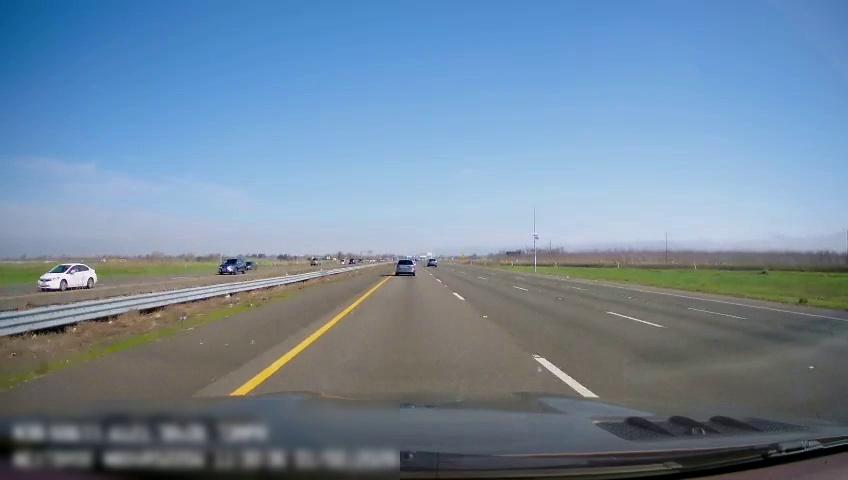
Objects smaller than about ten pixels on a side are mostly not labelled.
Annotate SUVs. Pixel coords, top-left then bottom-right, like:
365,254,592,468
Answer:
427,259,438,268
395,258,416,276
218,259,246,276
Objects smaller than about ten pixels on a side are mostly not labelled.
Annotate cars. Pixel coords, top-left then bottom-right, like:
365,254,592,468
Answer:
243,262,257,271
38,264,98,292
